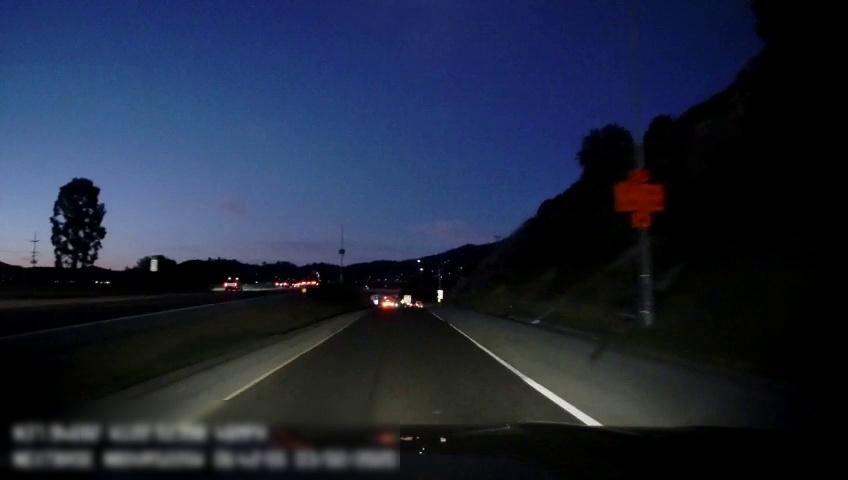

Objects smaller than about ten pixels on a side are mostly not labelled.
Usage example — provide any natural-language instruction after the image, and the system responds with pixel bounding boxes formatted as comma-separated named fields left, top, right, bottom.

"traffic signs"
left=615, top=169, right=664, bottom=227
left=149, top=258, right=157, bottom=272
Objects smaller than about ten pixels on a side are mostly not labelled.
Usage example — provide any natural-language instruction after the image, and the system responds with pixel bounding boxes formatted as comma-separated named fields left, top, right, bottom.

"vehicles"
left=273, top=278, right=290, bottom=288
left=224, top=277, right=243, bottom=292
